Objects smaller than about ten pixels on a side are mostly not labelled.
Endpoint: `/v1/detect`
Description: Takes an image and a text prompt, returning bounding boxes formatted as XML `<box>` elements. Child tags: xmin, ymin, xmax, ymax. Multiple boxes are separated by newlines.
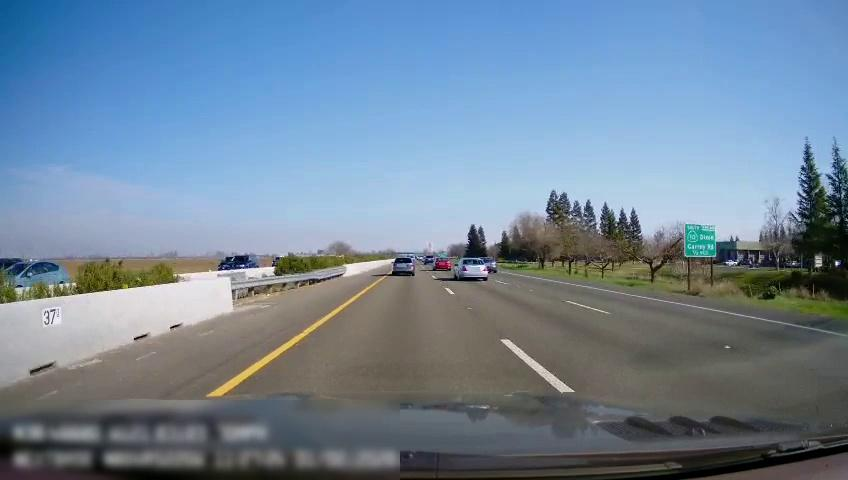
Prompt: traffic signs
<box><xmin>684</xmin><ymin>223</ymin><xmax>718</xmax><ymax>258</ymax></box>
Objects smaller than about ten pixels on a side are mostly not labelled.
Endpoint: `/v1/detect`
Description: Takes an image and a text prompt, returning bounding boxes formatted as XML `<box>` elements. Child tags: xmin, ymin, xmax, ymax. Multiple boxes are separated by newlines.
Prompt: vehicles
<box><xmin>0</xmin><ymin>258</ymin><xmax>23</xmax><ymax>271</ymax></box>
<box><xmin>430</xmin><ymin>256</ymin><xmax>451</xmax><ymax>271</ymax></box>
<box><xmin>0</xmin><ymin>261</ymin><xmax>70</xmax><ymax>288</ymax></box>
<box><xmin>229</xmin><ymin>254</ymin><xmax>259</xmax><ymax>271</ymax></box>
<box><xmin>215</xmin><ymin>255</ymin><xmax>235</xmax><ymax>272</ymax></box>
<box><xmin>453</xmin><ymin>258</ymin><xmax>488</xmax><ymax>281</ymax></box>
<box><xmin>272</xmin><ymin>256</ymin><xmax>285</xmax><ymax>267</ymax></box>
<box><xmin>483</xmin><ymin>257</ymin><xmax>497</xmax><ymax>275</ymax></box>
<box><xmin>423</xmin><ymin>256</ymin><xmax>434</xmax><ymax>266</ymax></box>
<box><xmin>390</xmin><ymin>255</ymin><xmax>416</xmax><ymax>276</ymax></box>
